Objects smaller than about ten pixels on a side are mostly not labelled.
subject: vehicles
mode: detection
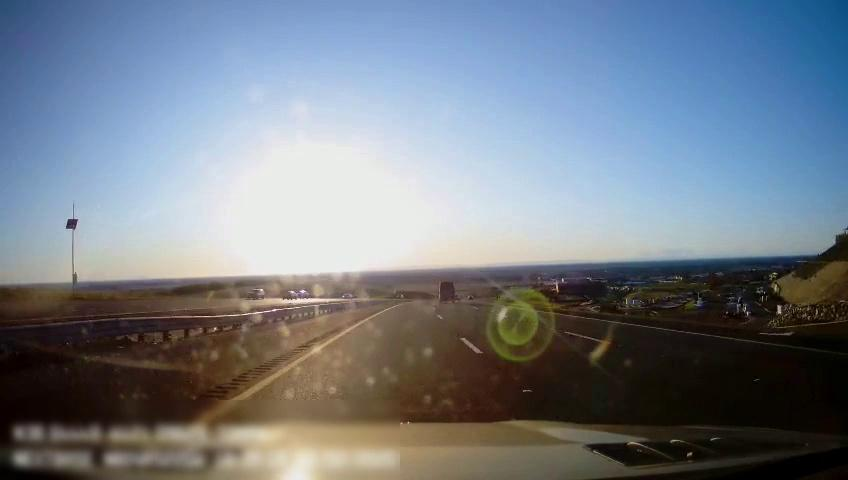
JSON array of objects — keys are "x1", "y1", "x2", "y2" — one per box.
[
  {"x1": 282, "y1": 291, "x2": 297, "y2": 301},
  {"x1": 296, "y1": 290, "x2": 310, "y2": 300},
  {"x1": 246, "y1": 288, "x2": 265, "y2": 300},
  {"x1": 439, "y1": 281, "x2": 455, "y2": 304}
]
